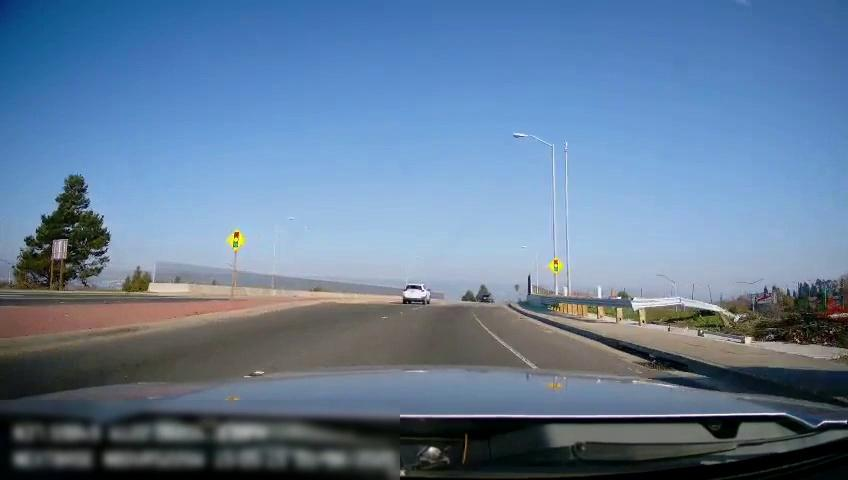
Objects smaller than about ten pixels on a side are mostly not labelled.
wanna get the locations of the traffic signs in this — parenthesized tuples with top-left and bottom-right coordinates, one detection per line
(227, 229, 244, 253)
(549, 257, 564, 276)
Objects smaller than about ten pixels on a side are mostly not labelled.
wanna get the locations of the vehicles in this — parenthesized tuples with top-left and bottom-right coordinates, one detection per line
(401, 283, 433, 305)
(480, 293, 494, 303)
